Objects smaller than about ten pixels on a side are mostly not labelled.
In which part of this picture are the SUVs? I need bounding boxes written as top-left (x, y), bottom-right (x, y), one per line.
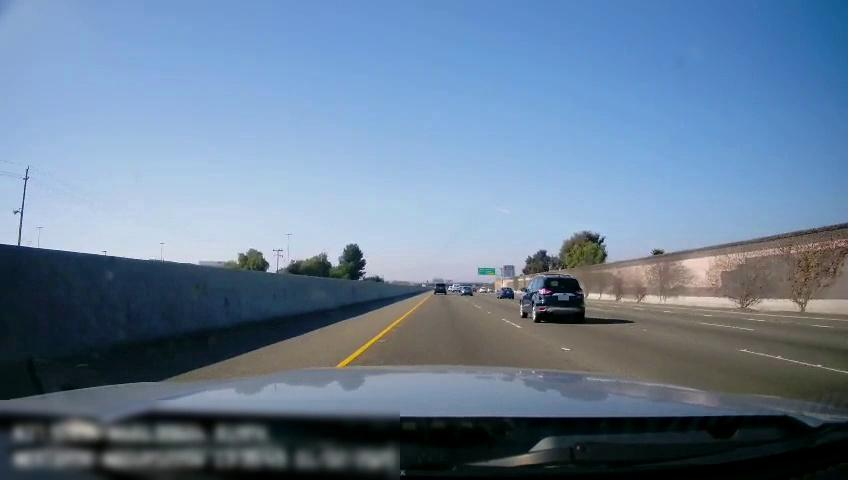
top-left (433, 283), bottom-right (447, 296)
top-left (519, 275), bottom-right (587, 323)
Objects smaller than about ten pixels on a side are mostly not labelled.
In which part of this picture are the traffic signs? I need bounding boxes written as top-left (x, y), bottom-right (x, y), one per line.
top-left (477, 267), bottom-right (497, 276)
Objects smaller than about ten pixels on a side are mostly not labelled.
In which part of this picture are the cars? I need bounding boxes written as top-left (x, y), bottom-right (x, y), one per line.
top-left (497, 287), bottom-right (515, 300)
top-left (460, 284), bottom-right (474, 296)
